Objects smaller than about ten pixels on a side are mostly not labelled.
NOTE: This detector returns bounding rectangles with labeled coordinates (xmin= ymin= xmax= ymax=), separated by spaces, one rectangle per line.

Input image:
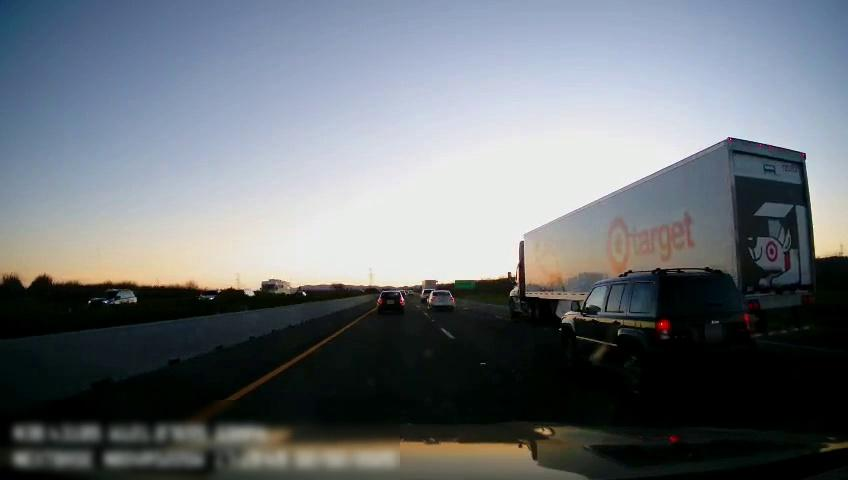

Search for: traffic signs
xmin=454 ymin=279 xmax=476 ymax=289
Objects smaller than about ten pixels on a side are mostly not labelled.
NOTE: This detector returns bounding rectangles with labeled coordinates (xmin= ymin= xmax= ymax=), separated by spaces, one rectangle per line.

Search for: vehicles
xmin=260 ymin=278 xmax=291 ymax=297
xmin=421 ymin=279 xmax=437 ymax=293
xmin=198 ymin=288 xmax=222 ymax=302
xmin=376 ymin=290 xmax=406 ymax=316
xmin=420 ymin=288 xmax=437 ymax=304
xmin=295 ymin=290 xmax=307 ymax=297
xmin=507 ymin=136 xmax=818 ymax=340
xmin=236 ymin=289 xmax=256 ymax=299
xmin=558 ymin=266 xmax=760 ymax=397
xmin=88 ymin=288 xmax=137 ymax=310
xmin=427 ymin=290 xmax=455 ymax=311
